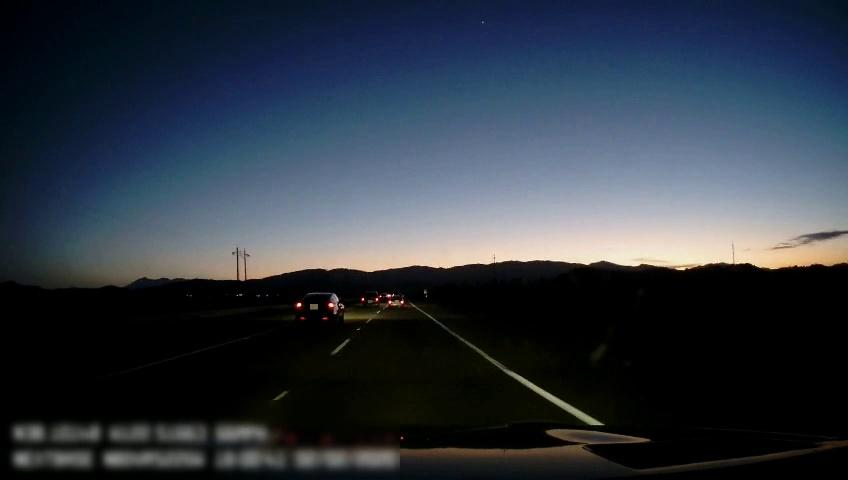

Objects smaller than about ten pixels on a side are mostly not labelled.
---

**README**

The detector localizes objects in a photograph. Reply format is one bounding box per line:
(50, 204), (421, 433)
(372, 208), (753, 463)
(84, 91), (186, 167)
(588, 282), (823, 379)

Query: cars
(294, 293), (345, 326)
(389, 296), (405, 308)
(361, 293), (379, 306)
